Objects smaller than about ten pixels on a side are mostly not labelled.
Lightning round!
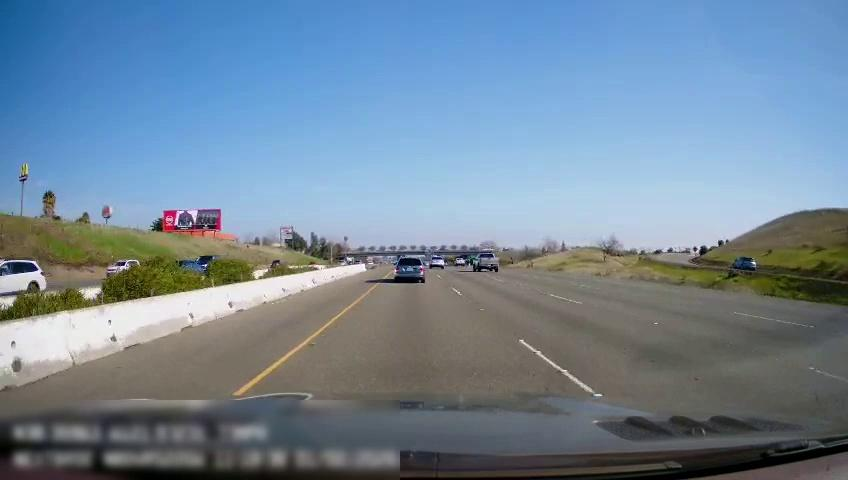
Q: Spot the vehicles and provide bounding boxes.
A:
[197,254,224,271]
[454,257,465,266]
[176,260,204,274]
[269,258,288,269]
[392,257,428,285]
[733,257,756,271]
[0,259,47,296]
[106,259,140,278]
[472,252,500,272]
[429,261,445,275]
